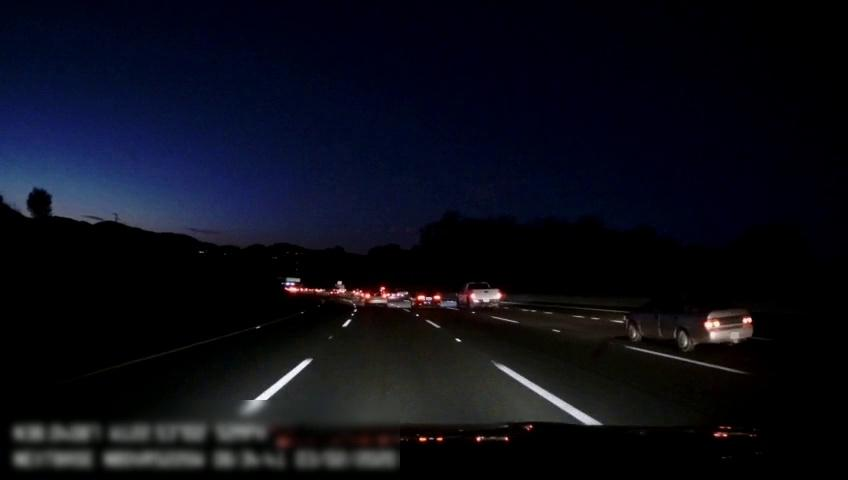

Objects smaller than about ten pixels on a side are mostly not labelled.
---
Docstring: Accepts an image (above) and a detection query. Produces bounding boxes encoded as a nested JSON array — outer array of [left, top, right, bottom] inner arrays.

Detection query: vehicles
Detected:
[[412, 290, 441, 310], [364, 288, 388, 307], [455, 280, 501, 312], [624, 289, 753, 355]]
